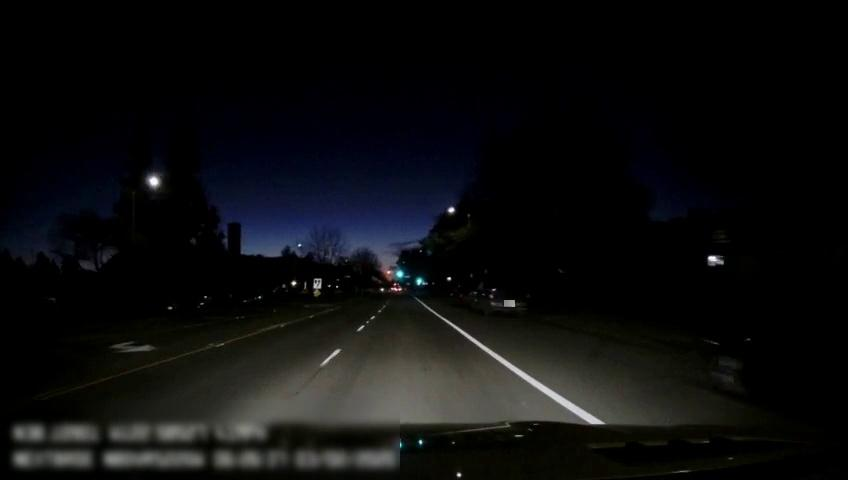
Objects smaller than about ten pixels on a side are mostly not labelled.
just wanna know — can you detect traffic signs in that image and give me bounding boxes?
[313,277,322,289]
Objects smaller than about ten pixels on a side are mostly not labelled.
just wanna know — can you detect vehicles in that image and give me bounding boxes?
[470,282,531,319]
[448,282,482,309]
[694,303,838,408]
